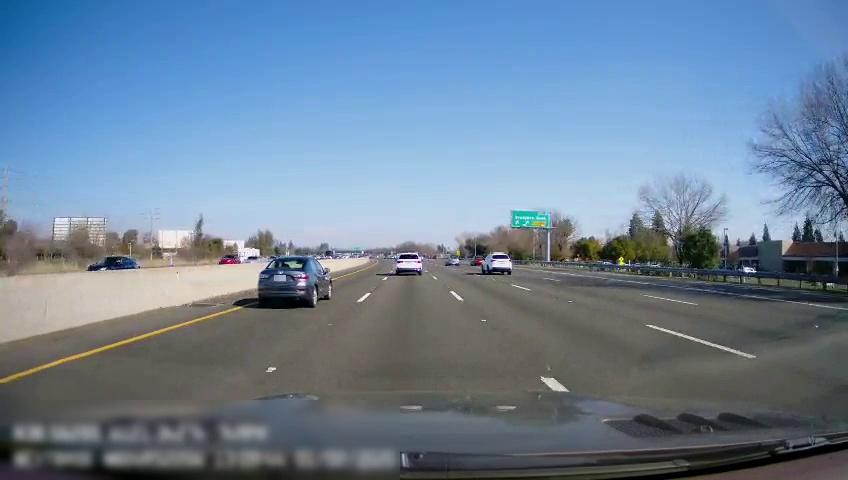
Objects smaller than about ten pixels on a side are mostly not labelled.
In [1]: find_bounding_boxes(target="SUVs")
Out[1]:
[480,253,513,275]
[396,252,423,276]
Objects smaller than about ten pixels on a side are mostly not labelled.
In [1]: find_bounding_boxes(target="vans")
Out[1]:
[442,253,459,267]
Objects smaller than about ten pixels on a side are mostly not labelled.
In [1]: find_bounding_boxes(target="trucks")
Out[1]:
[237,247,261,260]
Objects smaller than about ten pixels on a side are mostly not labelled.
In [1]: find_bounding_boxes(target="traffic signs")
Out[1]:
[615,255,626,268]
[511,209,551,230]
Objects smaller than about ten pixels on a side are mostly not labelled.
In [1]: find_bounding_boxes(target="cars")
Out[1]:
[86,255,139,272]
[469,255,483,266]
[257,255,333,309]
[218,255,241,265]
